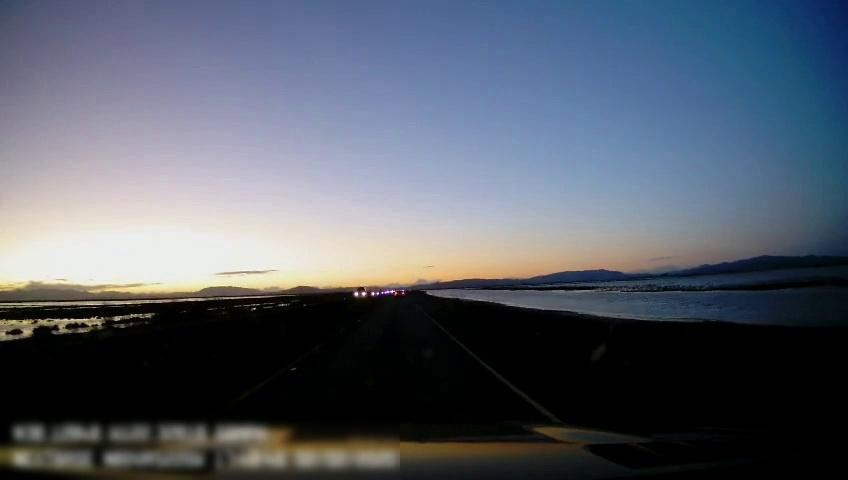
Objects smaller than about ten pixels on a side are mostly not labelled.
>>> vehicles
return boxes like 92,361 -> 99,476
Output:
353,287 -> 368,299
393,289 -> 405,298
